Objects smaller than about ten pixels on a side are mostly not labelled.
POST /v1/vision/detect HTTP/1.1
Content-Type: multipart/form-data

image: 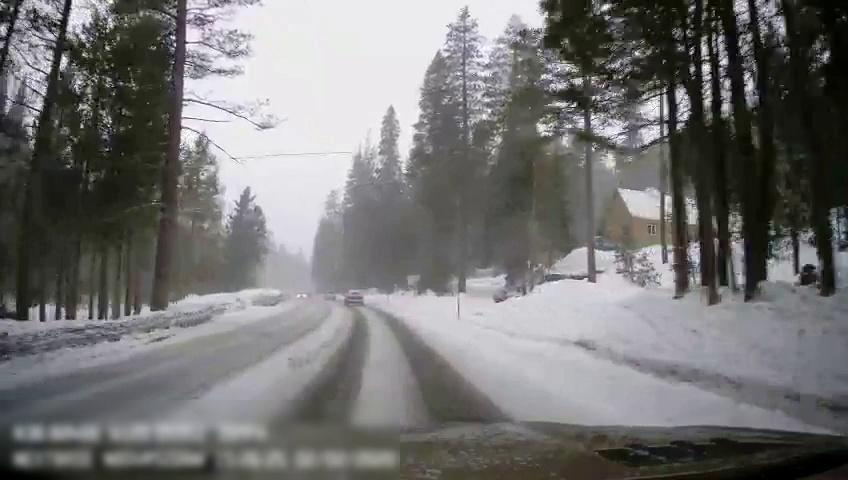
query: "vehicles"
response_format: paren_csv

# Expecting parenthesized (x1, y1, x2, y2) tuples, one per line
(343, 289, 364, 306)
(323, 290, 337, 301)
(295, 290, 309, 300)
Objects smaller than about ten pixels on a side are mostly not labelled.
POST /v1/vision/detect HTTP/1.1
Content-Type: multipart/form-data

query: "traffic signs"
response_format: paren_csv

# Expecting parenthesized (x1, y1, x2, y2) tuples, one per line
(406, 274, 423, 287)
